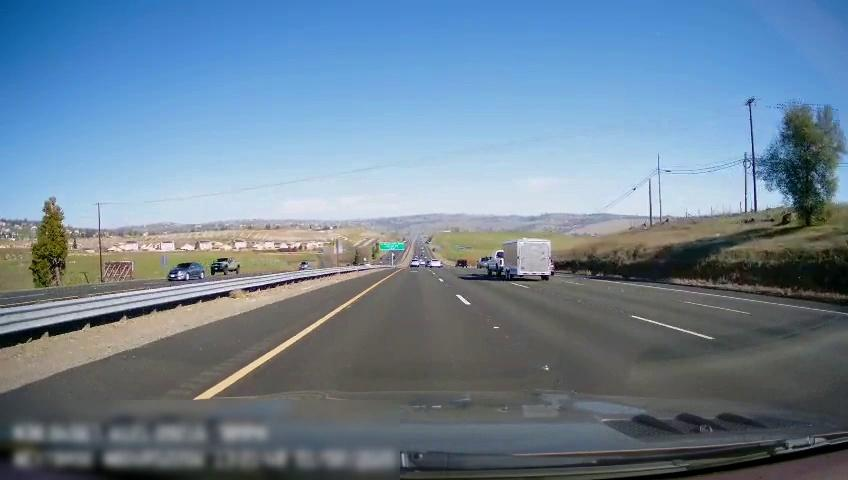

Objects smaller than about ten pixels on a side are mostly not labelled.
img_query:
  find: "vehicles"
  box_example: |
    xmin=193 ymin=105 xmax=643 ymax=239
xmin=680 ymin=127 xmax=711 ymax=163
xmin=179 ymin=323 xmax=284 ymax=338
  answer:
xmin=487 ymin=250 xmax=504 ymax=276
xmin=477 ymin=256 xmax=492 ymax=269
xmin=550 ymin=259 xmax=555 ymax=276
xmin=429 ymin=258 xmax=442 ymax=268
xmin=456 ymin=258 xmax=468 ymax=267
xmin=299 ymin=261 xmax=312 ymax=270
xmin=210 ymin=257 xmax=241 ymax=276
xmin=504 ymin=239 xmax=551 ymax=280
xmin=168 ymin=262 xmax=205 ymax=281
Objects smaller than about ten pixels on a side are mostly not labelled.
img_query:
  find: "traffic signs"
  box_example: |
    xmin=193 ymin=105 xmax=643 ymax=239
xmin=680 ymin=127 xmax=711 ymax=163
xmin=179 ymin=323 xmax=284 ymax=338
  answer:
xmin=378 ymin=241 xmax=405 ymax=251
